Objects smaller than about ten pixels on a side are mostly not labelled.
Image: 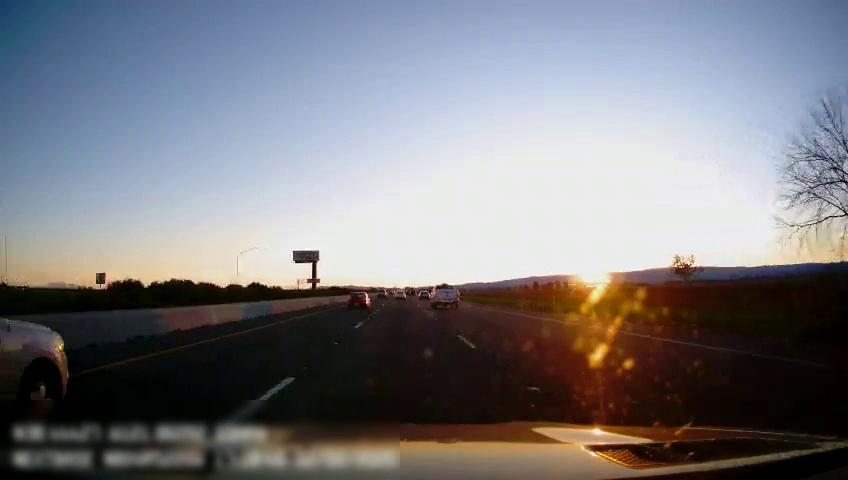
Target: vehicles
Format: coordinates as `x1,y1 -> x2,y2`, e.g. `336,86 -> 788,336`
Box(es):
348,291 -> 373,311
394,290 -> 407,301
429,283 -> 460,309
0,317 -> 70,448
418,290 -> 431,301
377,288 -> 388,299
